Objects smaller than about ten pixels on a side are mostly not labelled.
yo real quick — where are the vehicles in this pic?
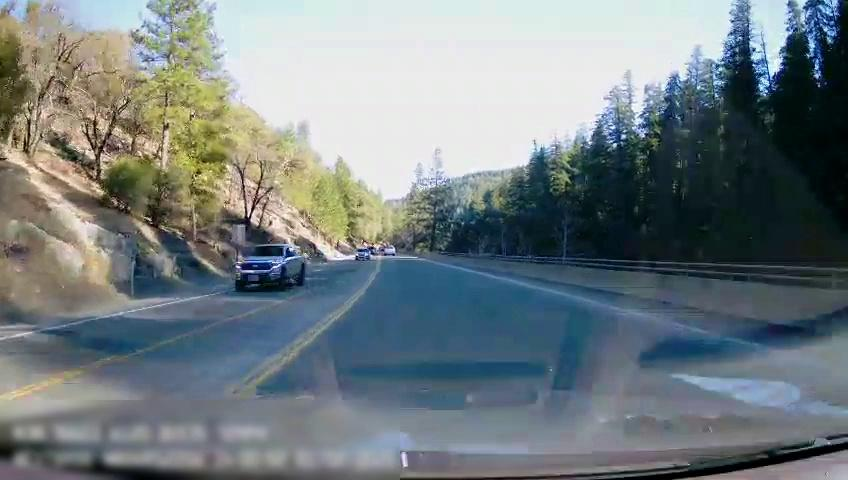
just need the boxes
[232,243,310,292]
[383,244,397,257]
[355,248,371,261]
